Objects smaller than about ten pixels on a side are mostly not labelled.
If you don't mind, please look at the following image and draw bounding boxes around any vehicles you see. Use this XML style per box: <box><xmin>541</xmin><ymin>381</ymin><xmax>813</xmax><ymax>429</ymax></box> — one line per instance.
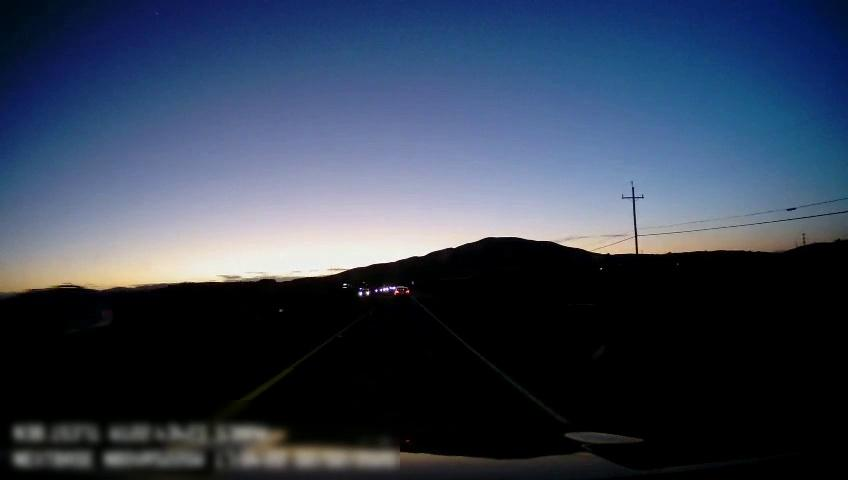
<box><xmin>357</xmin><ymin>287</ymin><xmax>372</xmax><ymax>298</ymax></box>
<box><xmin>393</xmin><ymin>286</ymin><xmax>410</xmax><ymax>298</ymax></box>
<box><xmin>0</xmin><ymin>284</ymin><xmax>113</xmax><ymax>346</ymax></box>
